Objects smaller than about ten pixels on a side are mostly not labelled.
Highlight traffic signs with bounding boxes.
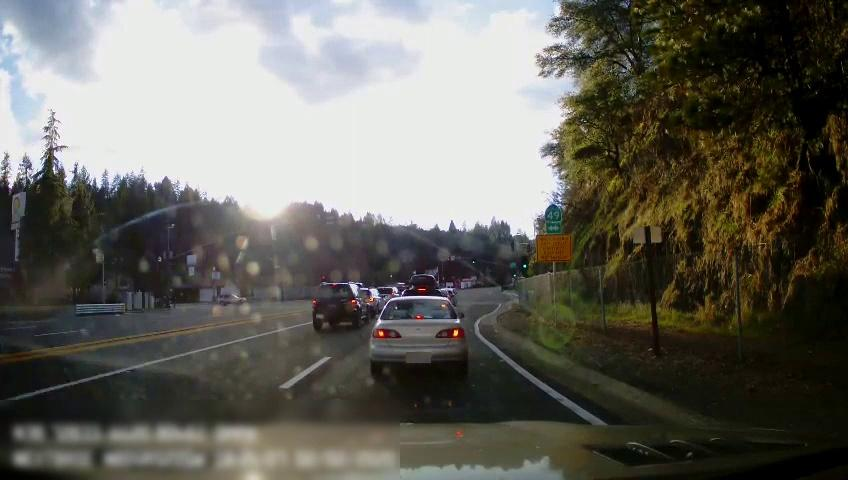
[544,203,562,221]
[543,221,562,235]
[535,234,573,262]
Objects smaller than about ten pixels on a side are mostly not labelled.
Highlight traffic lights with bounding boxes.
[520,255,529,272]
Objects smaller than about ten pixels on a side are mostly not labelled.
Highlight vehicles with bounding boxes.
[372,296,466,373]
[216,290,246,306]
[361,287,388,318]
[312,281,373,331]
[441,288,457,304]
[405,274,443,297]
